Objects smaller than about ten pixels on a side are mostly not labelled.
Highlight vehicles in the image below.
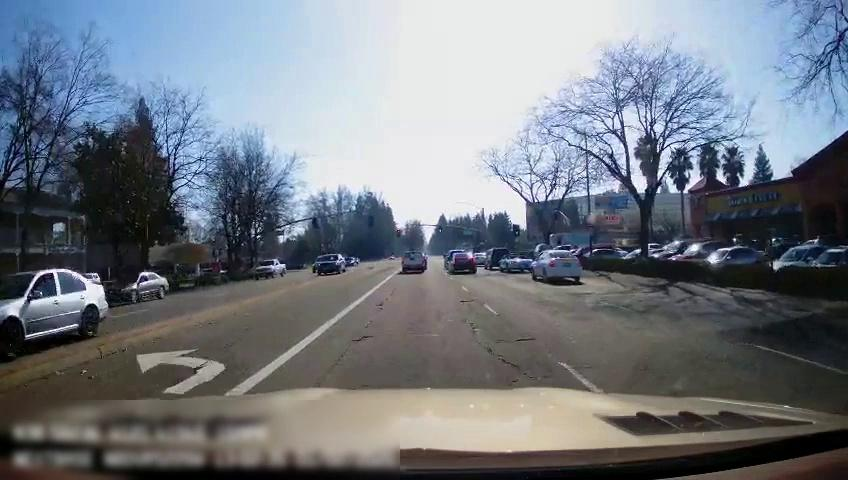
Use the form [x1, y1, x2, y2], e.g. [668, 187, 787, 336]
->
[312, 256, 324, 272]
[444, 249, 465, 267]
[484, 248, 512, 270]
[797, 248, 848, 274]
[449, 253, 476, 273]
[620, 248, 651, 260]
[647, 240, 704, 261]
[578, 249, 621, 260]
[549, 244, 574, 253]
[318, 254, 346, 275]
[769, 245, 831, 272]
[531, 250, 580, 282]
[533, 232, 590, 257]
[573, 248, 593, 259]
[668, 241, 733, 262]
[705, 246, 764, 266]
[500, 254, 533, 273]
[0, 268, 109, 362]
[103, 272, 169, 304]
[343, 256, 356, 267]
[401, 250, 428, 272]
[627, 248, 666, 260]
[255, 259, 287, 279]
[473, 253, 487, 265]
[644, 243, 665, 249]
